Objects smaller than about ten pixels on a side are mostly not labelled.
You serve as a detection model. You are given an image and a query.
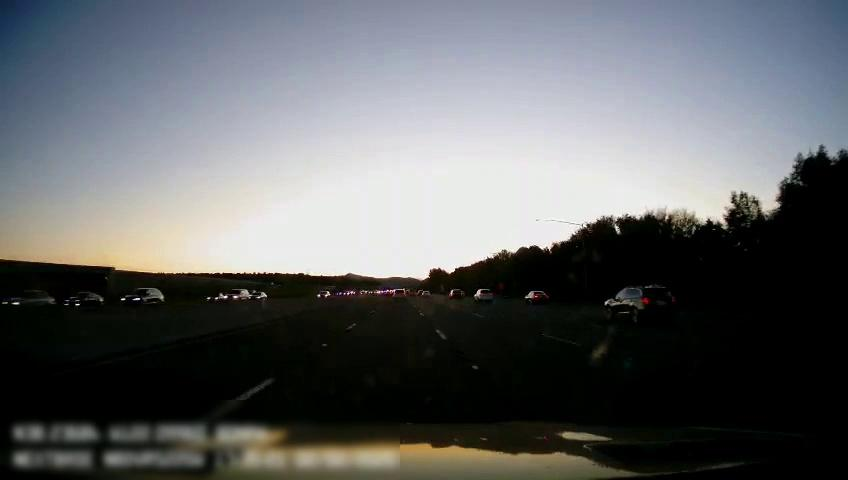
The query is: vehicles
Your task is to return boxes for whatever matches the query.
[120,287,165,303]
[524,290,550,303]
[62,291,105,306]
[473,288,494,303]
[249,291,268,300]
[206,292,224,302]
[392,288,407,302]
[602,285,677,327]
[223,288,250,301]
[0,290,56,306]
[448,288,462,299]
[316,290,332,299]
